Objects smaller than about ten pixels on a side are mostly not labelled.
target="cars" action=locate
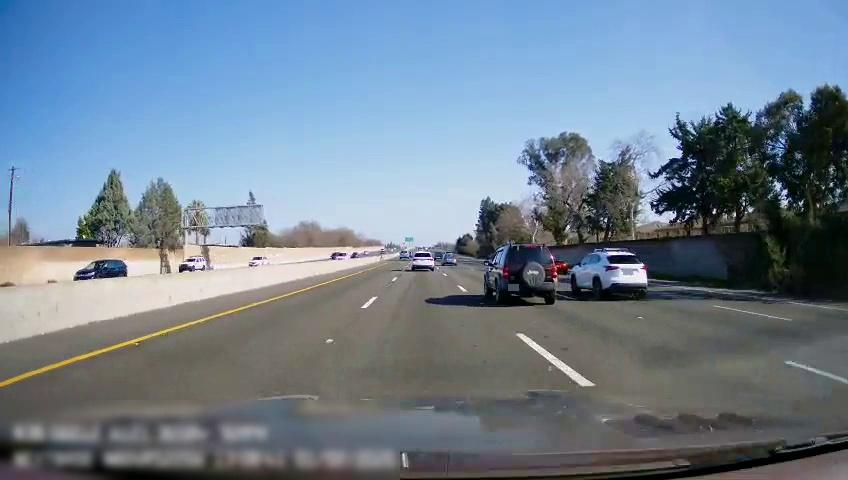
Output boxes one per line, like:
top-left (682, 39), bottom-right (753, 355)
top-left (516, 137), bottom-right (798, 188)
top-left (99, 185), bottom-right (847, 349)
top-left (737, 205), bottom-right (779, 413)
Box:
top-left (399, 249), bottom-right (410, 260)
top-left (441, 252), bottom-right (457, 267)
top-left (556, 259), bottom-right (568, 274)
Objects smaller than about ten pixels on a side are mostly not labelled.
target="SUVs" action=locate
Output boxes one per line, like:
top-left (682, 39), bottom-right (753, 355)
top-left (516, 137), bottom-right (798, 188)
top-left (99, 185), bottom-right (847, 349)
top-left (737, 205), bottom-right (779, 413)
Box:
top-left (483, 244), bottom-right (558, 308)
top-left (72, 259), bottom-right (128, 281)
top-left (247, 256), bottom-right (270, 267)
top-left (411, 251), bottom-right (434, 271)
top-left (178, 256), bottom-right (207, 273)
top-left (335, 252), bottom-right (351, 260)
top-left (570, 251), bottom-right (648, 301)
